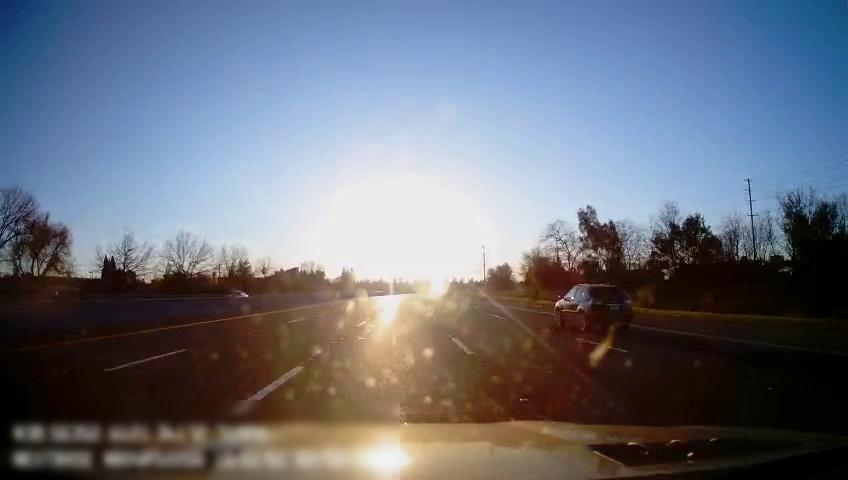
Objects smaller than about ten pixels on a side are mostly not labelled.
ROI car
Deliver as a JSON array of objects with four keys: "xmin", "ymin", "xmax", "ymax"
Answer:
[{"xmin": 224, "ymin": 290, "xmax": 249, "ymax": 299}]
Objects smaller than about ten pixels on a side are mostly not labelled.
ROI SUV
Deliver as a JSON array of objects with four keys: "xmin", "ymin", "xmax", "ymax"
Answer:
[{"xmin": 552, "ymin": 283, "xmax": 633, "ymax": 333}]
